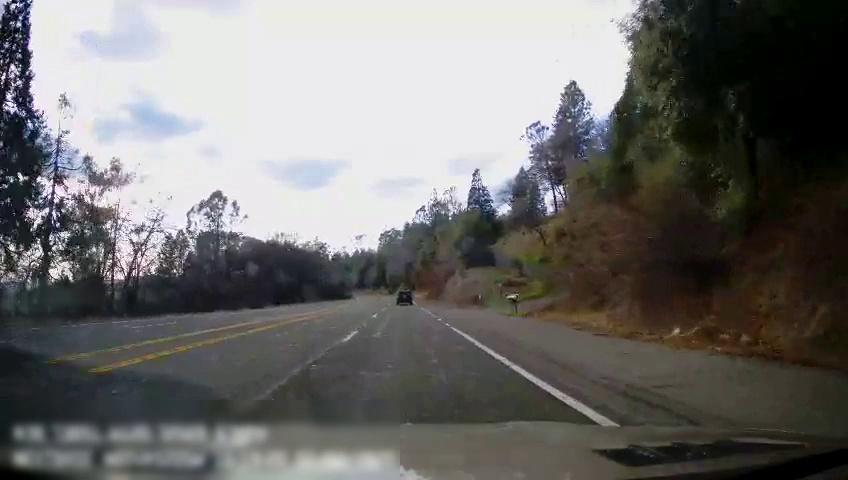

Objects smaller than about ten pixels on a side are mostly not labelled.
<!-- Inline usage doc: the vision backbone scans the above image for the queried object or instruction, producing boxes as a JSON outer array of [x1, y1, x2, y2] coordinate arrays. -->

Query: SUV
[[395, 289, 413, 305]]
